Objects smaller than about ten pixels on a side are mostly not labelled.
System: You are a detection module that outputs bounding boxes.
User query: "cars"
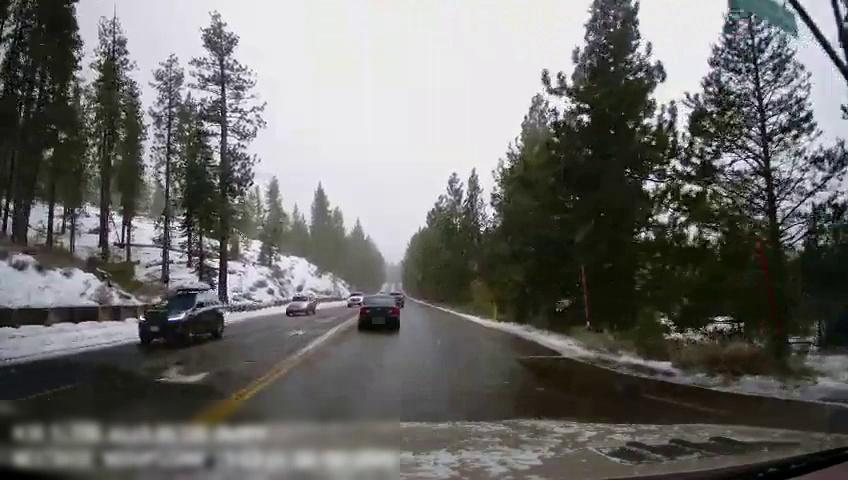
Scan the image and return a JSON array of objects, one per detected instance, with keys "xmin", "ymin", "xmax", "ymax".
[
  {"xmin": 358, "ymin": 295, "xmax": 401, "ymax": 332},
  {"xmin": 285, "ymin": 294, "xmax": 317, "ymax": 317},
  {"xmin": 389, "ymin": 290, "xmax": 405, "ymax": 309}
]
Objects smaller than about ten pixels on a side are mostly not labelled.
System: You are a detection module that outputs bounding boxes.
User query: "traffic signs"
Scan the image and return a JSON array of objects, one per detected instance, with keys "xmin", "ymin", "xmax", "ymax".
[{"xmin": 728, "ymin": 0, "xmax": 798, "ymax": 37}]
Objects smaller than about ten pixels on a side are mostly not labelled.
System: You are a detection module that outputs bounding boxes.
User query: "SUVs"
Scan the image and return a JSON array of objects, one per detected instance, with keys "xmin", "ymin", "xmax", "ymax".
[
  {"xmin": 138, "ymin": 287, "xmax": 226, "ymax": 349},
  {"xmin": 346, "ymin": 292, "xmax": 368, "ymax": 308}
]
